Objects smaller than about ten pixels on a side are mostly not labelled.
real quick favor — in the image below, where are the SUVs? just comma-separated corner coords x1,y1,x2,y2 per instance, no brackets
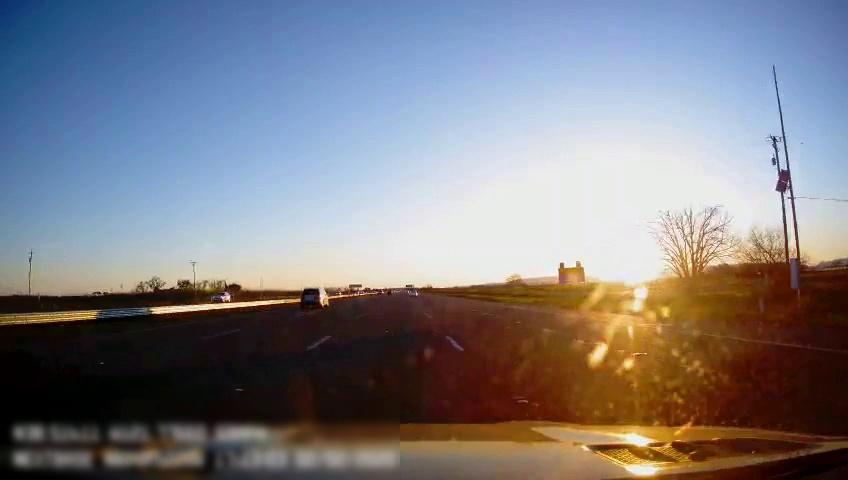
211,291,231,304
300,287,329,309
